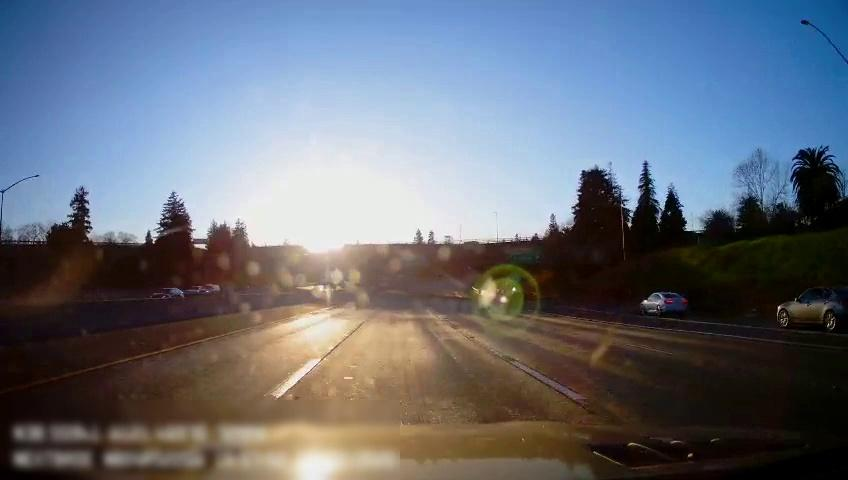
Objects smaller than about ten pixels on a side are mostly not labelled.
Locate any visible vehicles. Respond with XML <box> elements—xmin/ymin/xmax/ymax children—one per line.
<box><xmin>152</xmin><ymin>287</ymin><xmax>185</xmax><ymax>299</ymax></box>
<box><xmin>776</xmin><ymin>285</ymin><xmax>848</xmax><ymax>333</ymax></box>
<box><xmin>198</xmin><ymin>284</ymin><xmax>221</xmax><ymax>297</ymax></box>
<box><xmin>185</xmin><ymin>285</ymin><xmax>203</xmax><ymax>296</ymax></box>
<box><xmin>639</xmin><ymin>291</ymin><xmax>688</xmax><ymax>317</ymax></box>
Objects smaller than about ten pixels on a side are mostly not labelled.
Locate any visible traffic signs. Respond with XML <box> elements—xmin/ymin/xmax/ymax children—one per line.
<box><xmin>508</xmin><ymin>248</ymin><xmax>543</xmax><ymax>267</ymax></box>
